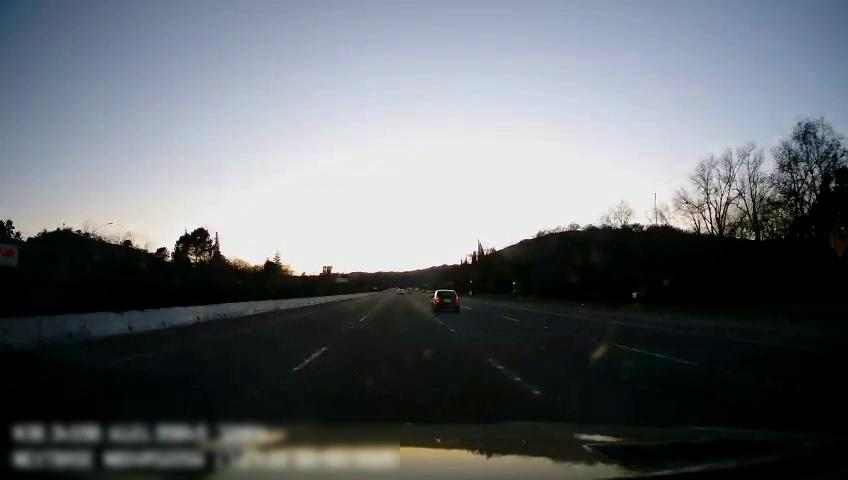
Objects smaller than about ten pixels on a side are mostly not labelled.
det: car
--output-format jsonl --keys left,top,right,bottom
{"left": 430, "top": 290, "right": 460, "bottom": 313}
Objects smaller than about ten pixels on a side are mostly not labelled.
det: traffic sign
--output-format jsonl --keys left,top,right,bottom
{"left": 828, "top": 230, "right": 847, "bottom": 255}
